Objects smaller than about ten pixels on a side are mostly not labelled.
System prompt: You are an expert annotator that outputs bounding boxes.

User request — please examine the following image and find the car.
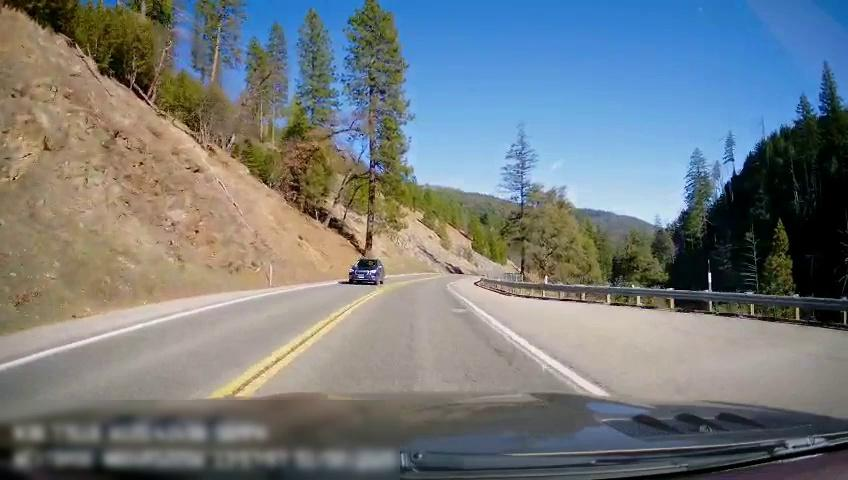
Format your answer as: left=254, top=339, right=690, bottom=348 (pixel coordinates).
left=348, top=258, right=387, bottom=286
